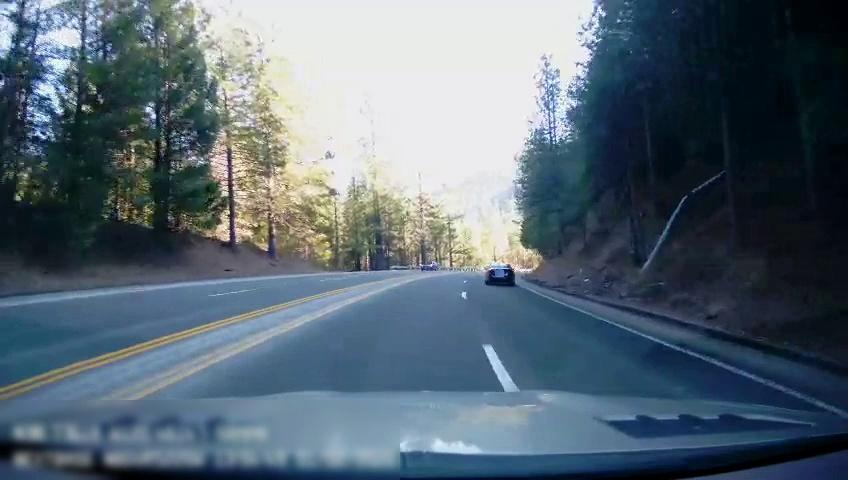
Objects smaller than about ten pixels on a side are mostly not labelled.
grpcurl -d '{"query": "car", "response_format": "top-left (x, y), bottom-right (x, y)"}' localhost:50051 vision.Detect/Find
top-left (487, 264), bottom-right (514, 285)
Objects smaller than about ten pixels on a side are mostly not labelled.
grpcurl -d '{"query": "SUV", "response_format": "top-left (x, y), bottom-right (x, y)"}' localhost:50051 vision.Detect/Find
top-left (421, 260), bottom-right (439, 273)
